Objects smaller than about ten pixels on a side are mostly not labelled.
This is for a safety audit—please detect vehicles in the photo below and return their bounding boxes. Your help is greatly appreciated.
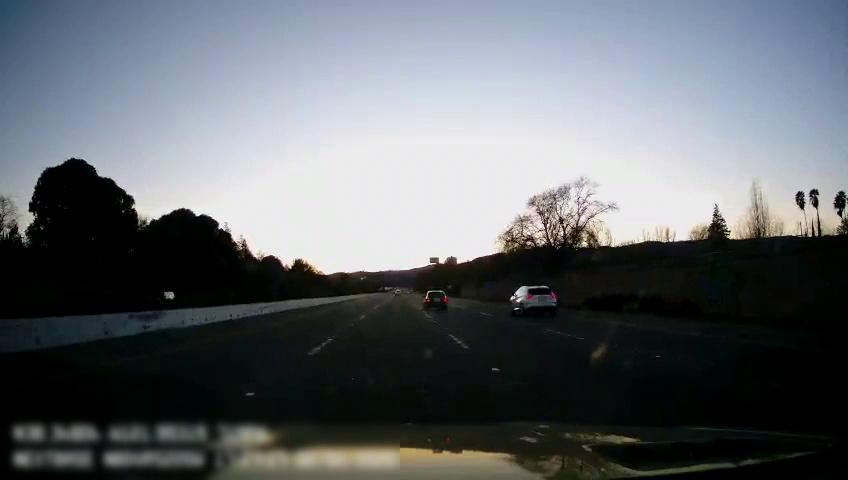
[508,285,558,318]
[159,291,176,301]
[422,290,448,311]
